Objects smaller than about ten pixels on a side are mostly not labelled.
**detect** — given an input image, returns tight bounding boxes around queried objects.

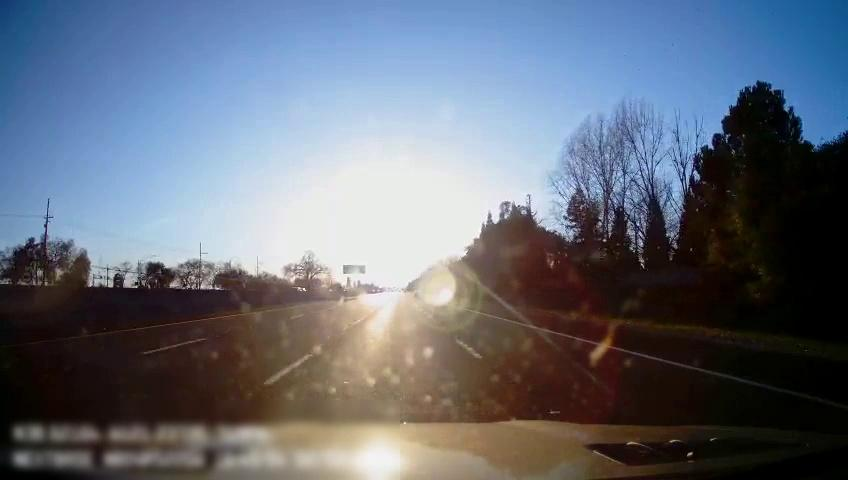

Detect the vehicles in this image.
[413,289,424,298]
[287,287,303,294]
